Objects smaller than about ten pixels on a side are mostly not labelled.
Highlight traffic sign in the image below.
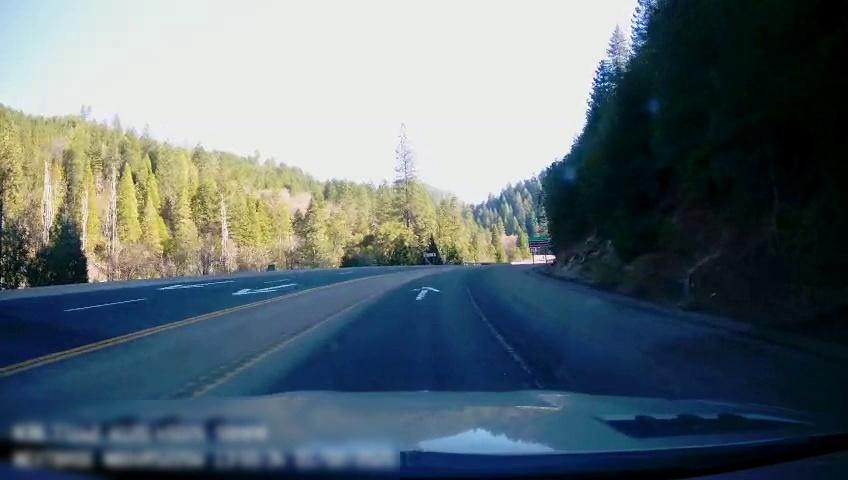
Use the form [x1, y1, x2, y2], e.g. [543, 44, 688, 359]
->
[528, 232, 555, 248]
